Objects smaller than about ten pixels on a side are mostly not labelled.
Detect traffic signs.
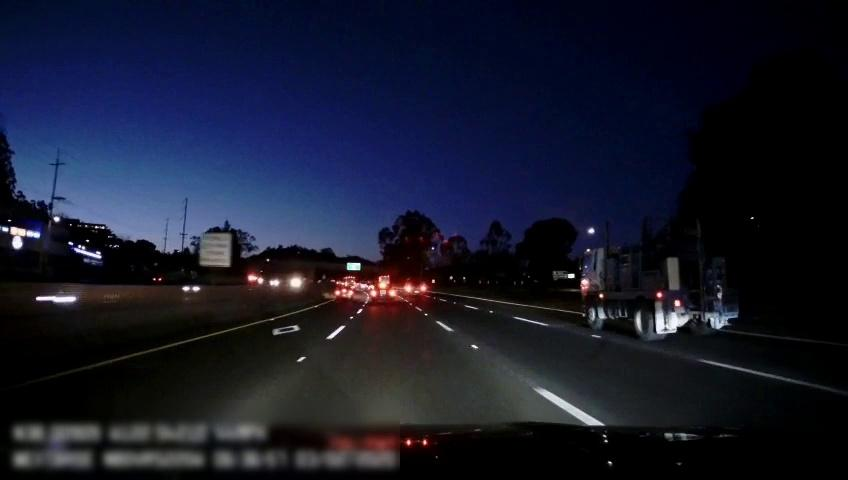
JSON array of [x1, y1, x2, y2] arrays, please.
[[198, 232, 232, 267], [346, 262, 361, 271]]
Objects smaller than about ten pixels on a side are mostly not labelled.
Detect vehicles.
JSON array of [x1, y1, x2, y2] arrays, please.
[[579, 216, 741, 340], [405, 279, 427, 296], [267, 271, 306, 288], [371, 284, 394, 301], [333, 283, 355, 300]]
